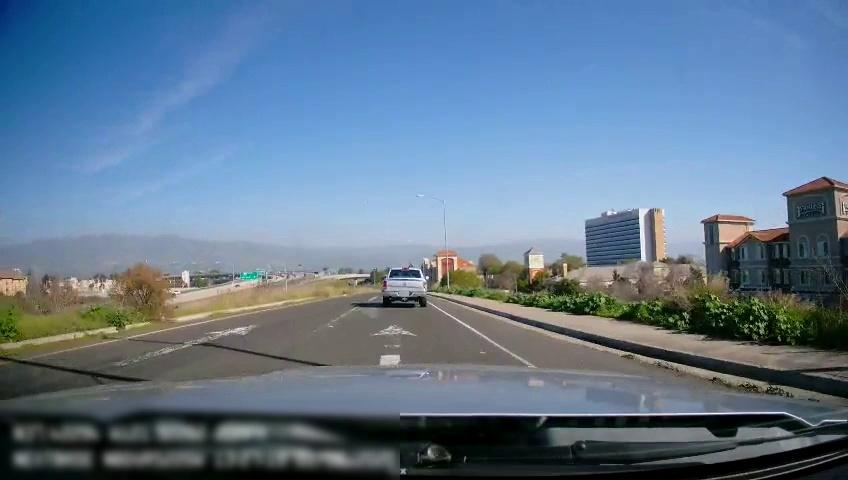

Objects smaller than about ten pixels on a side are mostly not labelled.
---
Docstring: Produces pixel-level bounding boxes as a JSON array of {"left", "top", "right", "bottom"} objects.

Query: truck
[{"left": 382, "top": 267, "right": 430, "bottom": 309}]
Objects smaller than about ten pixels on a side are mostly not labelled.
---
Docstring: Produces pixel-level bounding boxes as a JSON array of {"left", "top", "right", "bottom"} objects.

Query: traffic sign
[{"left": 239, "top": 271, "right": 259, "bottom": 282}]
